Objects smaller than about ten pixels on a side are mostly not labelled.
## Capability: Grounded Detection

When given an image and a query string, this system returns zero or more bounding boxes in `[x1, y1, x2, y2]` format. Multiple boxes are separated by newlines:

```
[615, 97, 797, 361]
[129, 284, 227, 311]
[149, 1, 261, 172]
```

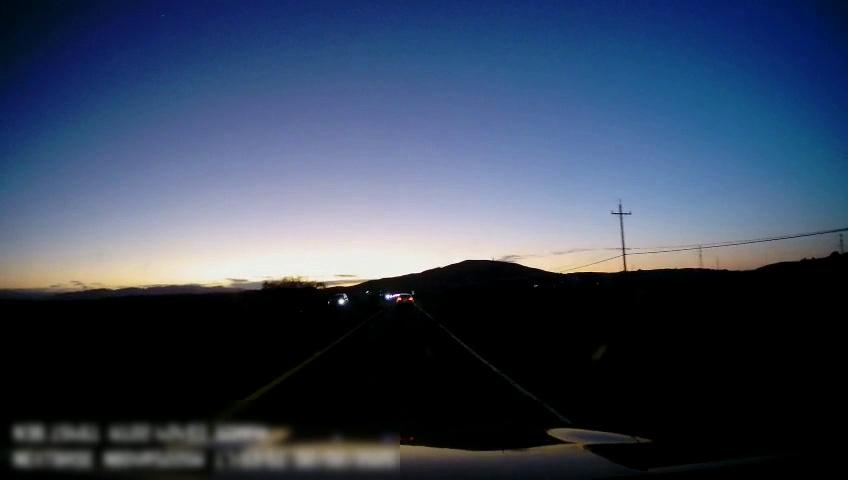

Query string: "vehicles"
[396, 293, 415, 307]
[327, 292, 350, 307]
